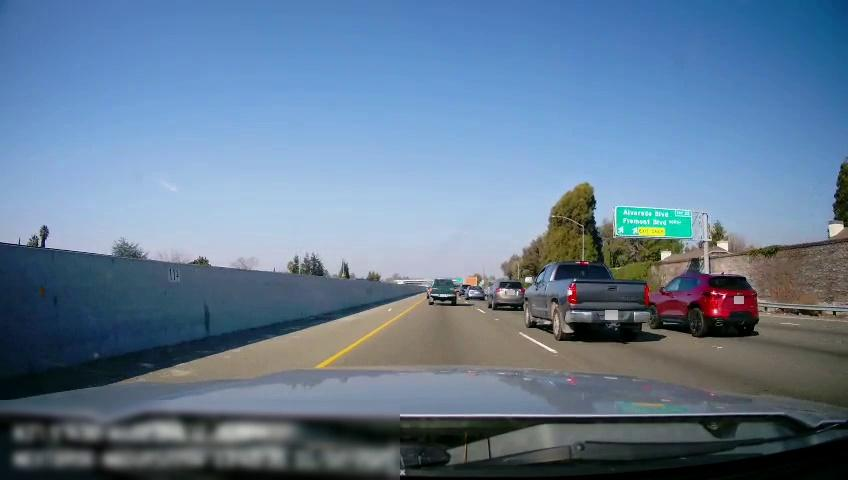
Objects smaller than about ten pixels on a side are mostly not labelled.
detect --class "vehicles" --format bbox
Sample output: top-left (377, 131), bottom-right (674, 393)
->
top-left (463, 285), bottom-right (486, 301)
top-left (523, 261), bottom-right (652, 341)
top-left (486, 279), bottom-right (525, 311)
top-left (458, 284), bottom-right (469, 296)
top-left (427, 279), bottom-right (458, 307)
top-left (649, 274), bottom-right (760, 338)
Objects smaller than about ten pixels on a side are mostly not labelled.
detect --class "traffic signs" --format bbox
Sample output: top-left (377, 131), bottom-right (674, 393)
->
top-left (614, 205), bottom-right (694, 239)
